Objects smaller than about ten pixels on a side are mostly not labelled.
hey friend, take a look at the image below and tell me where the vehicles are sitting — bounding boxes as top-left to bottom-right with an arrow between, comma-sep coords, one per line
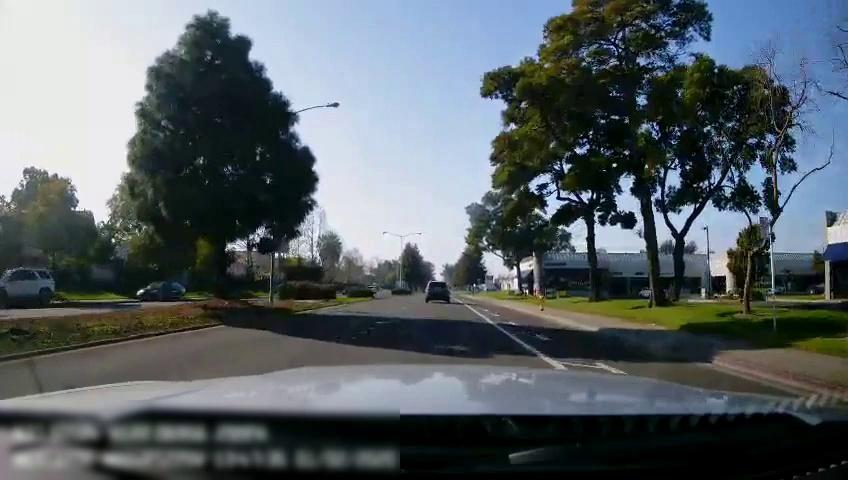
637,286 -> 650,299
424,280 -> 452,304
135,282 -> 186,301
0,268 -> 57,309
